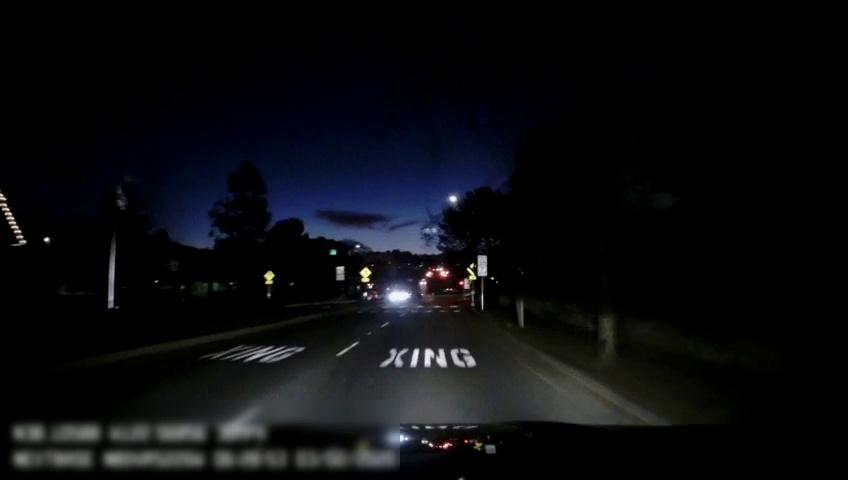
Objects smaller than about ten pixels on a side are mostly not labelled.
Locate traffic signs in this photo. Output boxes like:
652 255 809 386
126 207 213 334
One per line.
335 265 346 282
358 266 372 277
264 271 276 282
477 254 488 277
466 263 480 276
